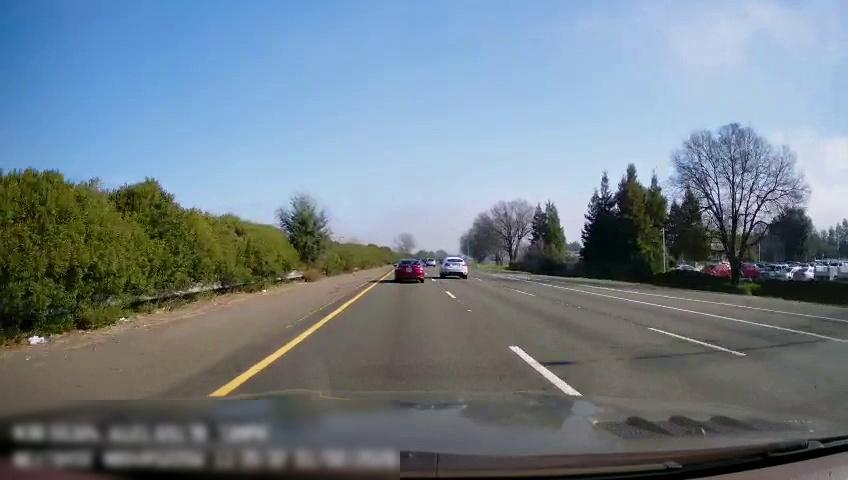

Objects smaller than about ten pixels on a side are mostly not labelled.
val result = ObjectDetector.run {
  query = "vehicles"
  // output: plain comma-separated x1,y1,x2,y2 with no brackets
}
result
425,258,436,267
438,255,469,279
394,260,425,283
